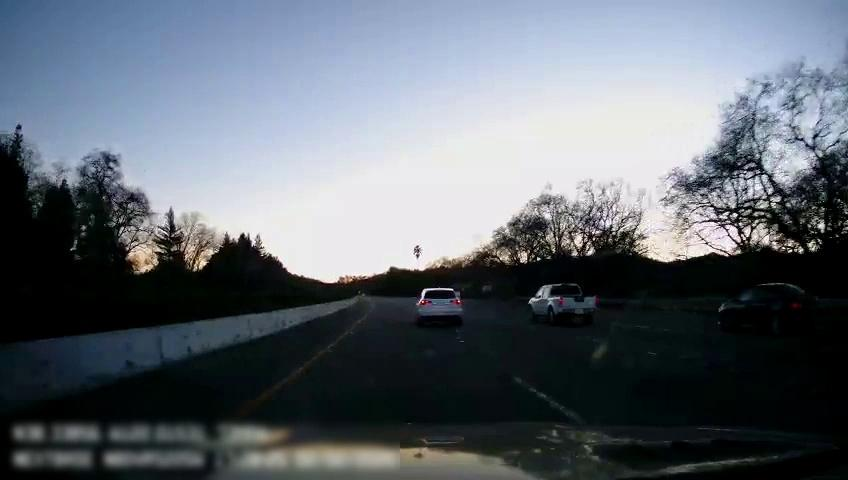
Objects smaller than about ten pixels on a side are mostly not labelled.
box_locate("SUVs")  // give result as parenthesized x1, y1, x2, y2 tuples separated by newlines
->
(716, 283, 821, 340)
(415, 288, 463, 326)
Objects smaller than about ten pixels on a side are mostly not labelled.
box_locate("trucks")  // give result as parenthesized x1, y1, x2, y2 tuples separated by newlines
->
(526, 284, 600, 326)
